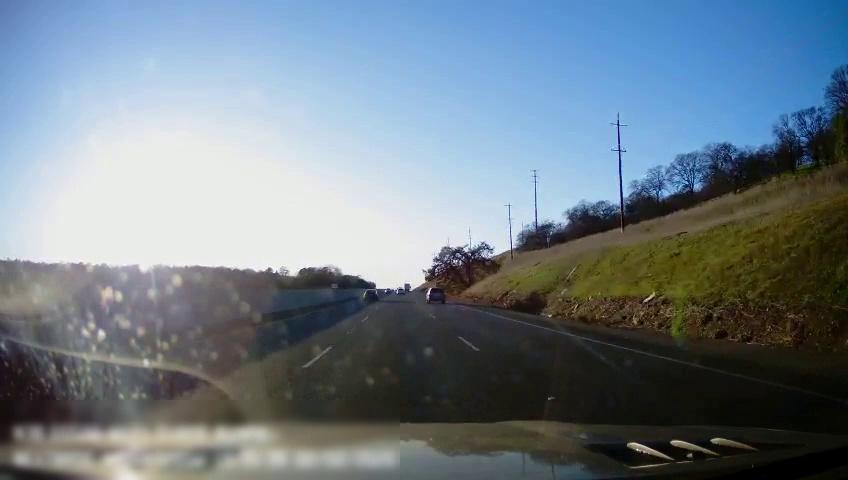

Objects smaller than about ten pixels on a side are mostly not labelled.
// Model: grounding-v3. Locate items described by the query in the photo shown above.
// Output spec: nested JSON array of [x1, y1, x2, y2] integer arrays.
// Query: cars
[[426, 287, 446, 304], [363, 288, 380, 303]]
